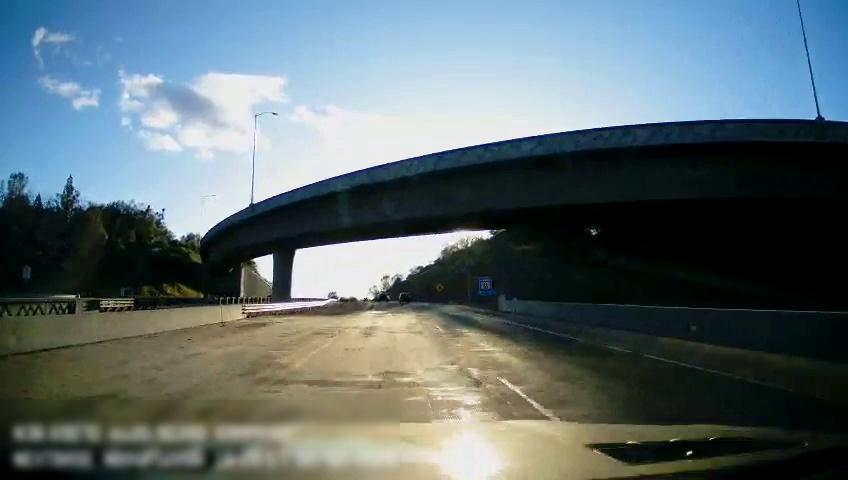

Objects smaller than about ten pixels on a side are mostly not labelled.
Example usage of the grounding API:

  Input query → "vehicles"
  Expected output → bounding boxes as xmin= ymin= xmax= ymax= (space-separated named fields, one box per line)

xmin=397 ymin=292 xmax=411 ymax=304
xmin=377 ymin=293 xmax=389 ymax=303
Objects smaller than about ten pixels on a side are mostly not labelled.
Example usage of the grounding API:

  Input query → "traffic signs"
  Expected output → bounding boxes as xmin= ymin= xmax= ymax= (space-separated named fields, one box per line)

xmin=477 ymin=277 xmax=495 ymax=296
xmin=434 ymin=282 xmax=445 ymax=292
